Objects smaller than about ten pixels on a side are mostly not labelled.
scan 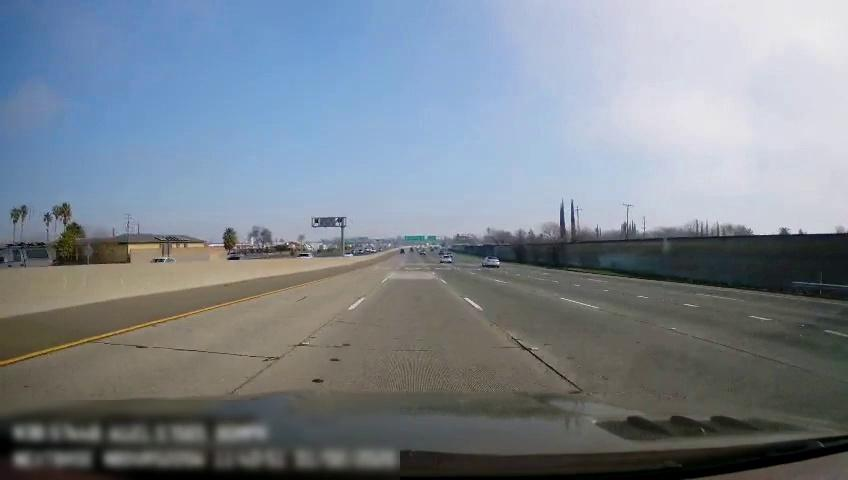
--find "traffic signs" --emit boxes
[317,217,337,227]
[426,235,437,242]
[405,235,425,242]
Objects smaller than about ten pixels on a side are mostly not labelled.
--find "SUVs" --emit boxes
[440,255,453,264]
[295,252,315,259]
[150,255,176,264]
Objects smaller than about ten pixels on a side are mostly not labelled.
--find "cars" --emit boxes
[482,257,500,268]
